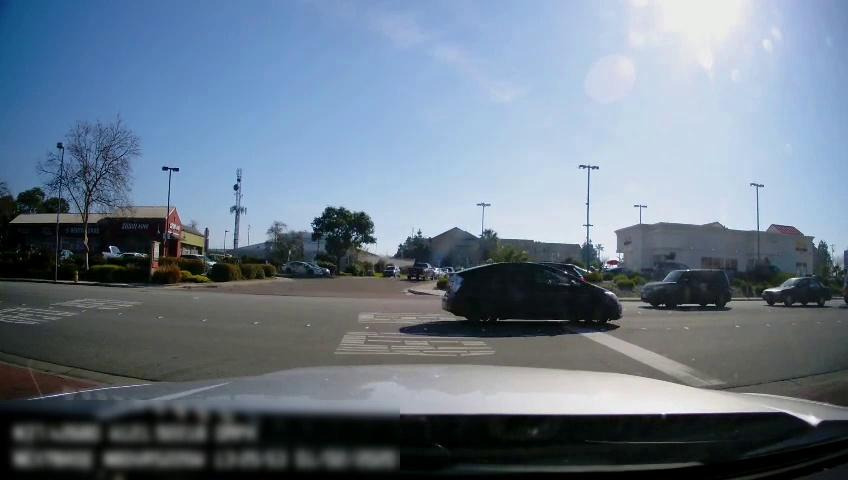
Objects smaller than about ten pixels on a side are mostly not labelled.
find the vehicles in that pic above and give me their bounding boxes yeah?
[384,266,401,279]
[763,277,834,308]
[441,261,623,331]
[535,262,584,280]
[406,263,436,281]
[434,268,447,280]
[640,269,733,310]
